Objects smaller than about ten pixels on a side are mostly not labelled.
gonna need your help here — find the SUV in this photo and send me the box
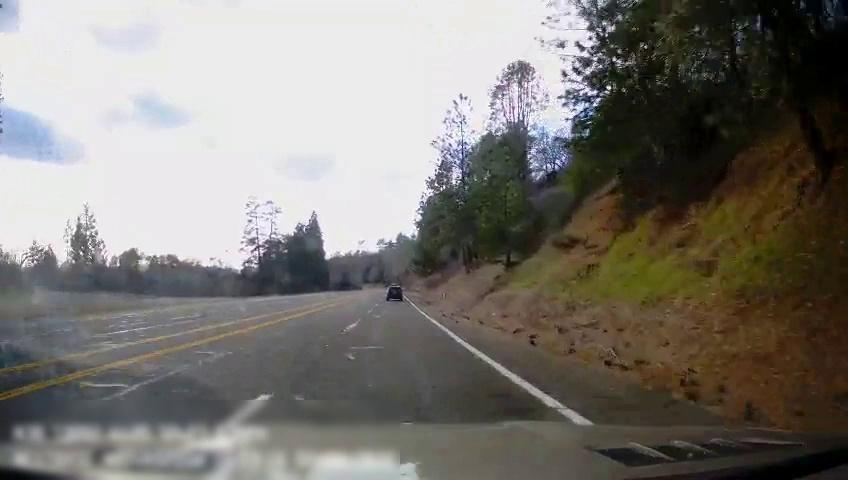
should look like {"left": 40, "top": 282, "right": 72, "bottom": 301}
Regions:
{"left": 386, "top": 285, "right": 404, "bottom": 301}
